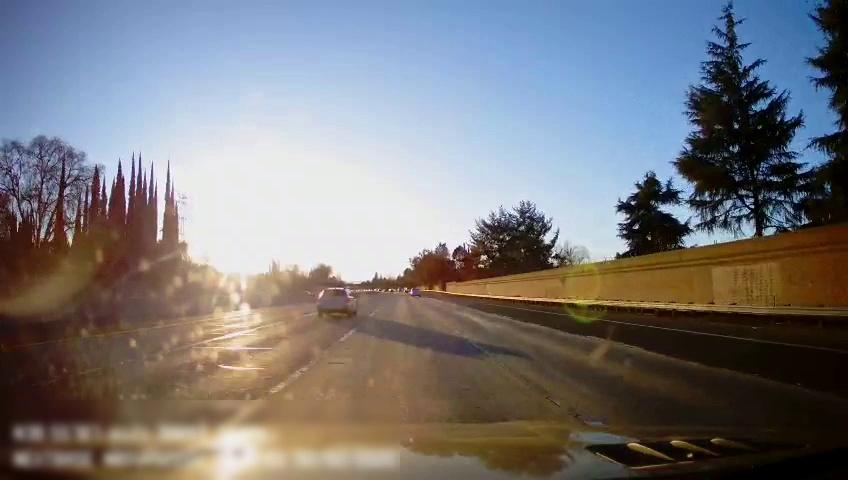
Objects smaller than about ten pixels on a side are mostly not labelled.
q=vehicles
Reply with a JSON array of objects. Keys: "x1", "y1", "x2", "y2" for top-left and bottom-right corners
[
  {"x1": 409, "y1": 287, "x2": 421, "y2": 297},
  {"x1": 316, "y1": 286, "x2": 359, "y2": 319}
]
